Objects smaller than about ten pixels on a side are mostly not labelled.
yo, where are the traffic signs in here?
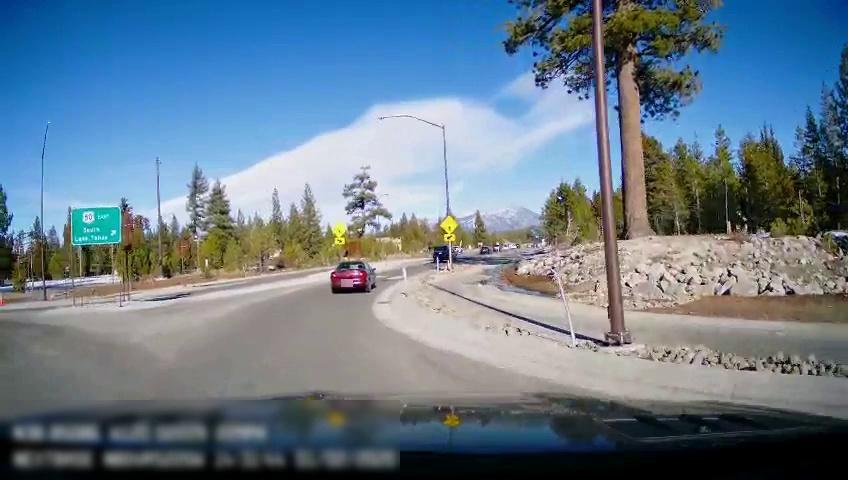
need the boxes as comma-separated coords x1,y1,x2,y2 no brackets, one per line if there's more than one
335,237,346,245
70,207,123,245
332,223,347,238
444,233,456,242
440,216,458,234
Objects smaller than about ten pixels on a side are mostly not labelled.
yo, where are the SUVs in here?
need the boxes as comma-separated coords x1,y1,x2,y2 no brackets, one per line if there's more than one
433,244,457,263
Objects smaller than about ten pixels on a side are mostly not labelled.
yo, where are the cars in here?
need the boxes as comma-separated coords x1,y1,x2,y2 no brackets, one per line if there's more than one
331,261,377,295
